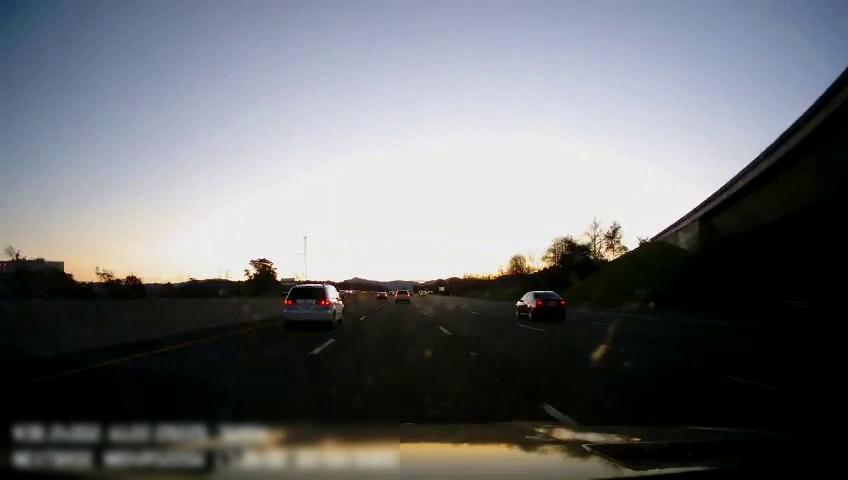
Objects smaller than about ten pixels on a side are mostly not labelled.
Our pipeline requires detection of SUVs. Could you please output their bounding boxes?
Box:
[394,289,411,304]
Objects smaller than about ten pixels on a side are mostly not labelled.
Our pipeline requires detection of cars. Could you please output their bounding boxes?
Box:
[376,291,387,300]
[514,291,566,320]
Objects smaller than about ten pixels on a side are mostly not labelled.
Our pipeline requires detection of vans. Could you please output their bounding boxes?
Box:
[282,283,346,329]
